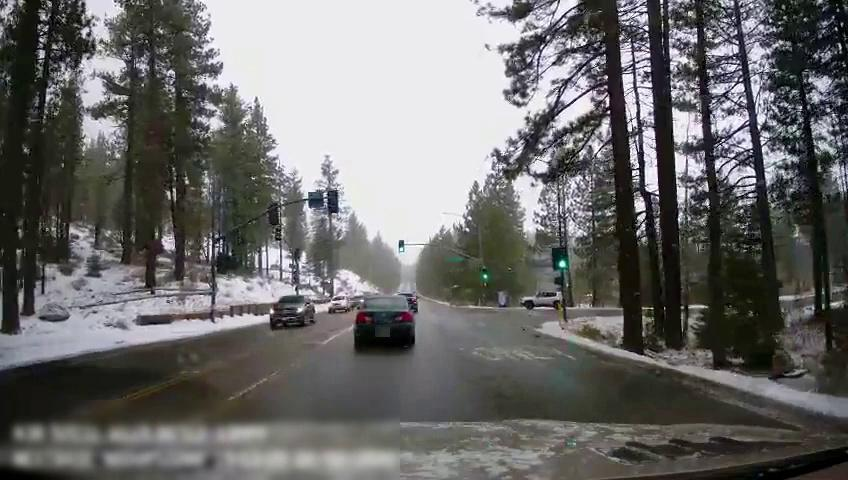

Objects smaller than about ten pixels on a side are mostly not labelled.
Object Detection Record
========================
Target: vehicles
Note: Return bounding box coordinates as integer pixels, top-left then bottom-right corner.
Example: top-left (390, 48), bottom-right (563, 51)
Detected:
top-left (522, 290), bottom-right (562, 310)
top-left (269, 295), bottom-right (317, 328)
top-left (327, 295), bottom-right (351, 313)
top-left (396, 292), bottom-right (418, 315)
top-left (351, 295), bottom-right (368, 310)
top-left (352, 294), bottom-right (416, 350)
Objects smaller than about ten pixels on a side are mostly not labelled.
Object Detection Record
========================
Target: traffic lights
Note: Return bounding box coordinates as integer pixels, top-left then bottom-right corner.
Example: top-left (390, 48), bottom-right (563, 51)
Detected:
top-left (275, 227), bottom-right (282, 241)
top-left (557, 248), bottom-right (569, 273)
top-left (269, 201), bottom-right (279, 225)
top-left (479, 264), bottom-right (489, 280)
top-left (552, 247), bottom-right (558, 273)
top-left (398, 239), bottom-right (405, 253)
top-left (216, 255), bottom-right (229, 275)
top-left (327, 189), bottom-right (339, 213)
